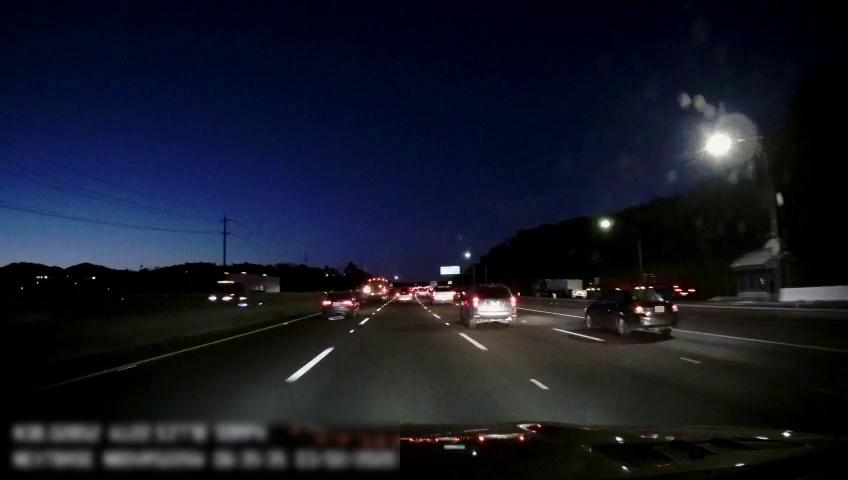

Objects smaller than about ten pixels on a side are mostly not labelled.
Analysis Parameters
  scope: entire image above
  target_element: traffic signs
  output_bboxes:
[440,266,460,274]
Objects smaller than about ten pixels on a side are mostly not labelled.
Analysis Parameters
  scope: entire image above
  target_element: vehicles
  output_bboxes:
[208,273,281,307]
[321,289,364,321]
[459,285,517,329]
[363,277,391,301]
[542,278,585,299]
[583,288,679,339]
[427,285,454,305]
[396,289,413,304]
